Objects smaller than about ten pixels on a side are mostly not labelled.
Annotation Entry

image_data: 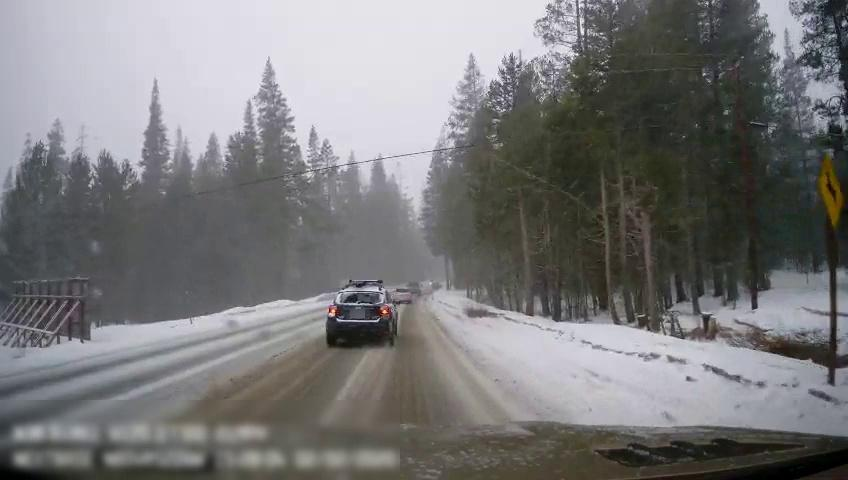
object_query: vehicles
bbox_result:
[405,281,424,298]
[392,287,413,305]
[325,278,401,347]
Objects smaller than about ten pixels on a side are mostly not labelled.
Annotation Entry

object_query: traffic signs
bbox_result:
[816,156,844,228]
